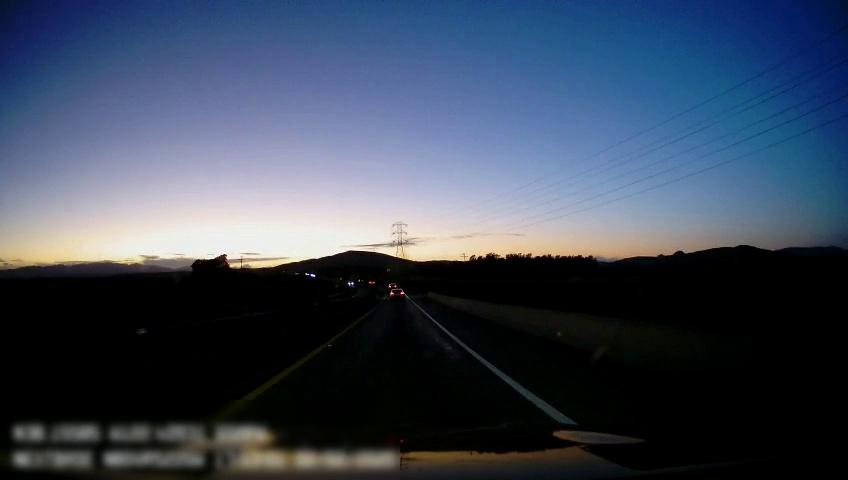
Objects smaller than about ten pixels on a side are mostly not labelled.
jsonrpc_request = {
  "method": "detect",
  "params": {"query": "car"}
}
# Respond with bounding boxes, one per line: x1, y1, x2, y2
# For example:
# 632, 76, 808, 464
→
388, 288, 406, 303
